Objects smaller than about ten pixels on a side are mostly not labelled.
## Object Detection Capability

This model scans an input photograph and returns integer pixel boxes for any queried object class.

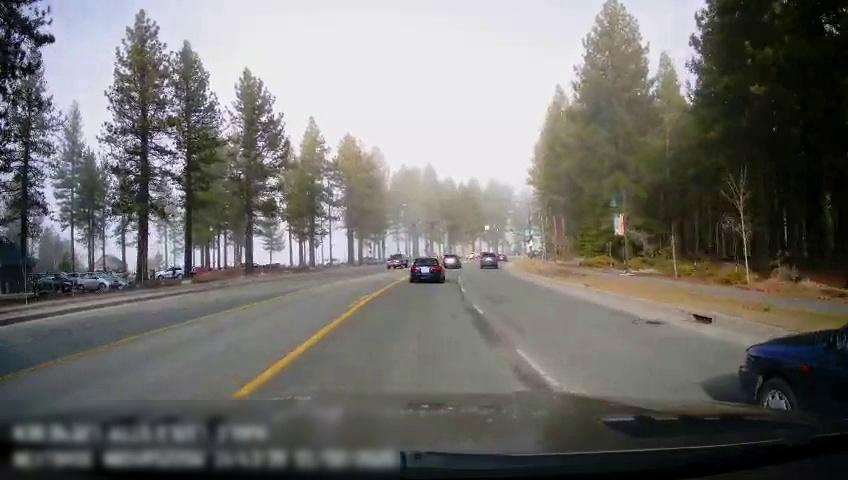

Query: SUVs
[479,253,500,270]
[153,264,187,281]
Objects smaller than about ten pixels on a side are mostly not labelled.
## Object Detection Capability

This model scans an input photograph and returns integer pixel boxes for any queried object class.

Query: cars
[29,272,74,297]
[741,327,848,416]
[409,256,444,283]
[443,254,461,269]
[72,273,116,291]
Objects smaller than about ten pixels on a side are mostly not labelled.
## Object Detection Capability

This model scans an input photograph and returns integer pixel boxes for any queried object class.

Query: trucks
[386,254,409,271]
